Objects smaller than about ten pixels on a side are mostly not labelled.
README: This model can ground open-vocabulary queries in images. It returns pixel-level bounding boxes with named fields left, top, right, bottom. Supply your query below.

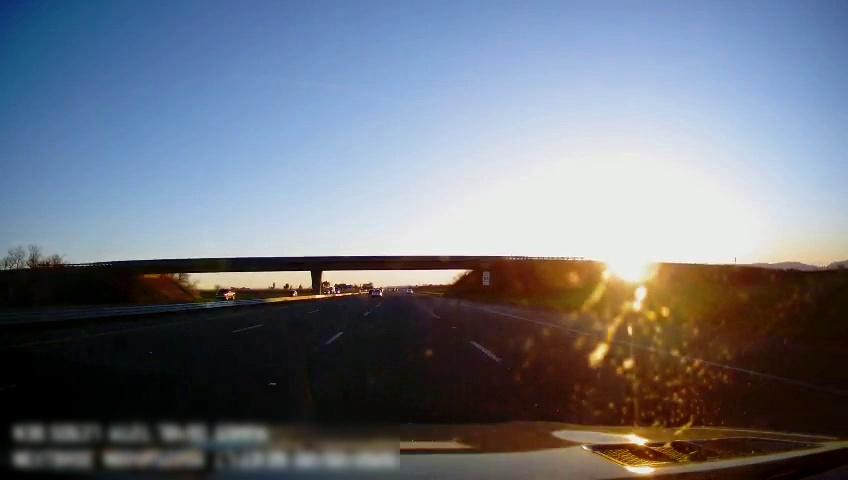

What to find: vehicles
left=286, top=290, right=298, bottom=298
left=371, top=289, right=382, bottom=298
left=216, top=288, right=236, bottom=301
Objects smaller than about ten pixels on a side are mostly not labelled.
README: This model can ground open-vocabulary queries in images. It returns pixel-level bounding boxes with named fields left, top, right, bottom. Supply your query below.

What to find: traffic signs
left=482, top=271, right=490, bottom=286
